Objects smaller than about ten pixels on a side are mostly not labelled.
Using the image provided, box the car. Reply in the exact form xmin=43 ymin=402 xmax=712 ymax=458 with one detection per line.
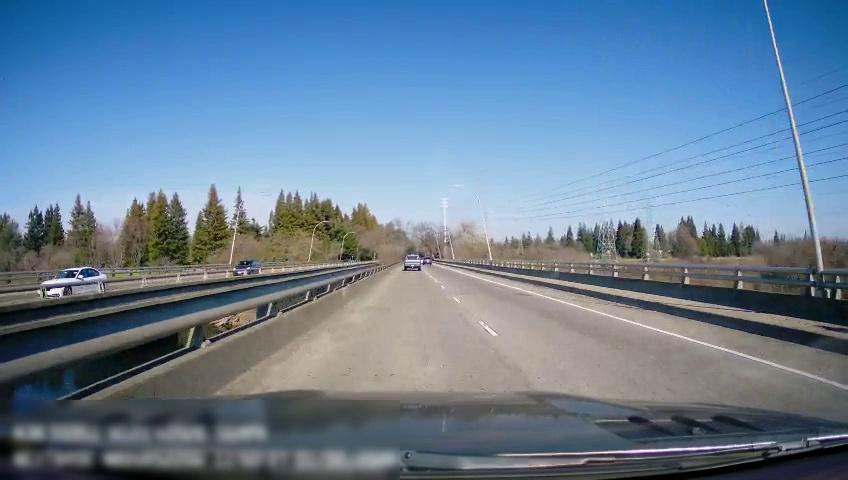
xmin=37 ymin=267 xmax=108 ymax=298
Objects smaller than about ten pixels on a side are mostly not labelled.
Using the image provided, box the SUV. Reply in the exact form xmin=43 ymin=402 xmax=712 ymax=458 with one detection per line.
xmin=233 ymin=260 xmax=260 ymax=276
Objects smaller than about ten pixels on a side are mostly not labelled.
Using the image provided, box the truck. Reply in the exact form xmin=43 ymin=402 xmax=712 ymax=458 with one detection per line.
xmin=404 ymin=254 xmax=421 ymax=271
